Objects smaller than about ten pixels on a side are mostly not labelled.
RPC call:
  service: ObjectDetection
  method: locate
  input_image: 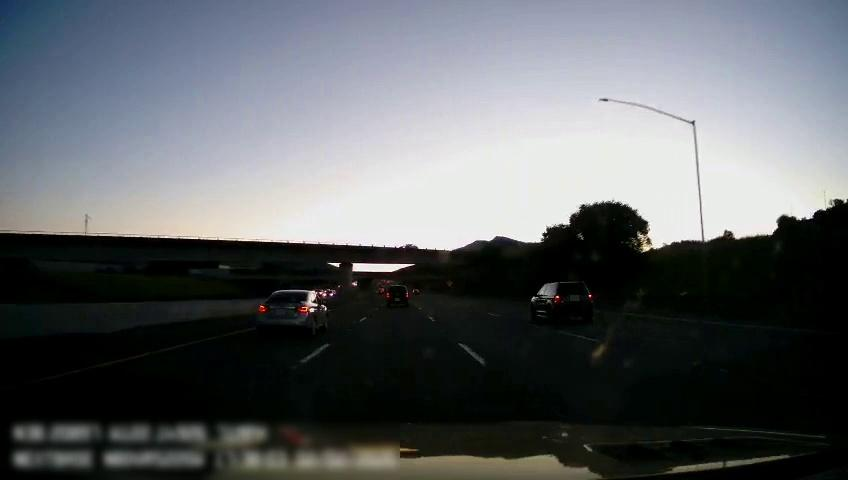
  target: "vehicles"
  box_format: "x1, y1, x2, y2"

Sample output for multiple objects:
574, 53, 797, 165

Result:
323, 290, 334, 298
256, 289, 329, 338
313, 289, 325, 298
386, 285, 409, 307
530, 281, 593, 324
